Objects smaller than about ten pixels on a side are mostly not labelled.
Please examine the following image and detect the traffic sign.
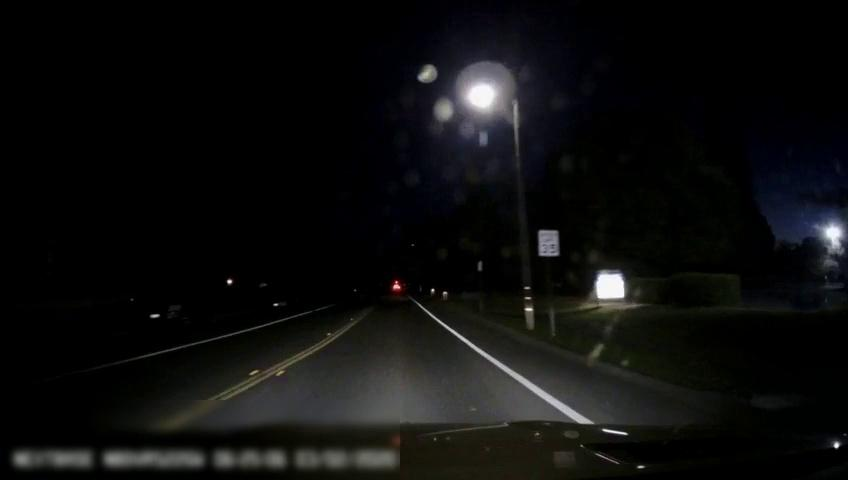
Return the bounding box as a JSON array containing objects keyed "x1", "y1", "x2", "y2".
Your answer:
[{"x1": 538, "y1": 228, "x2": 560, "y2": 258}]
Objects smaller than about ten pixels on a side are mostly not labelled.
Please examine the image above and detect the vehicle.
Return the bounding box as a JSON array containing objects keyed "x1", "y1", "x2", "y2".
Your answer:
[{"x1": 146, "y1": 293, "x2": 215, "y2": 333}]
